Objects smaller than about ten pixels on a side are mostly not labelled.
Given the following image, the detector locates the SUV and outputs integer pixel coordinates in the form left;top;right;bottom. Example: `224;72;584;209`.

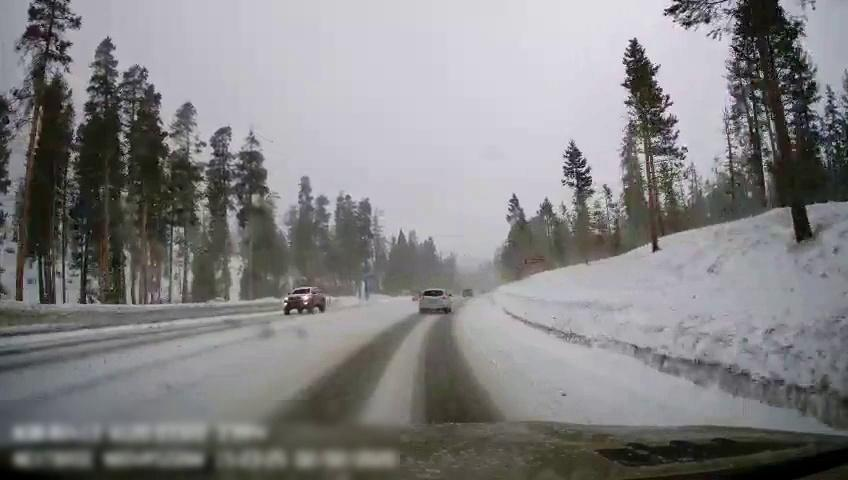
419;289;453;314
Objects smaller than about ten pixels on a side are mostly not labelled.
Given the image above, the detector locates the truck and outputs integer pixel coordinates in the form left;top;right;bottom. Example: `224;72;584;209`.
283;286;326;315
